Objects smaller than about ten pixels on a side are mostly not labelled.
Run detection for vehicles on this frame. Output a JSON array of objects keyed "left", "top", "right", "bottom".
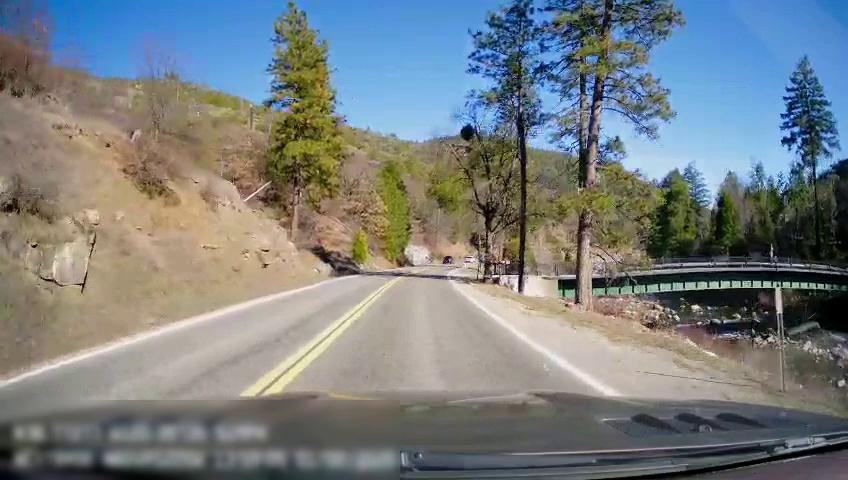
[
  {"left": 464, "top": 255, "right": 475, "bottom": 263},
  {"left": 442, "top": 255, "right": 456, "bottom": 265}
]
